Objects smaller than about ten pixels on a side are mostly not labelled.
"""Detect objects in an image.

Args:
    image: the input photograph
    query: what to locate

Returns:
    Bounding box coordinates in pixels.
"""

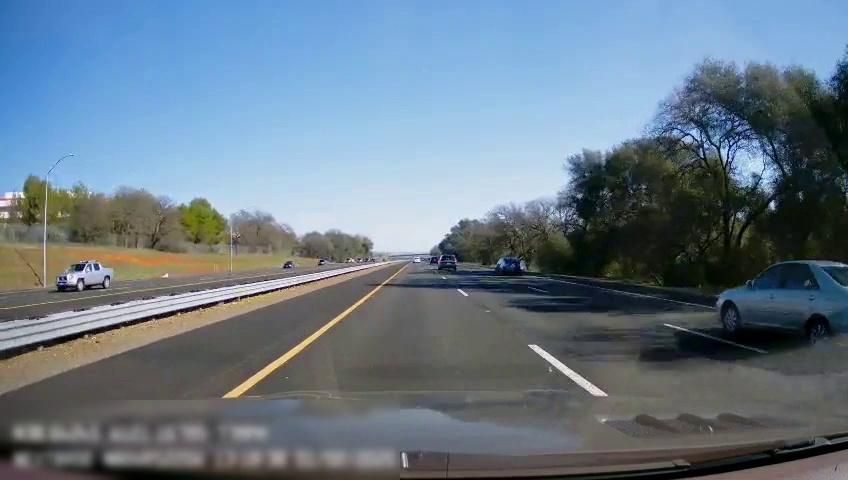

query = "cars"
[715,259,848,344]
[282,260,295,270]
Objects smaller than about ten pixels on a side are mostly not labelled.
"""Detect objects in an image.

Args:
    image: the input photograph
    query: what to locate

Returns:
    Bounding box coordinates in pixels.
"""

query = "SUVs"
[437,254,457,271]
[495,255,523,275]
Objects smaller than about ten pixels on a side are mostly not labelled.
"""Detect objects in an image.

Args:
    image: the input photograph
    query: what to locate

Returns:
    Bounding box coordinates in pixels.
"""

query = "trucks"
[55,262,113,292]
